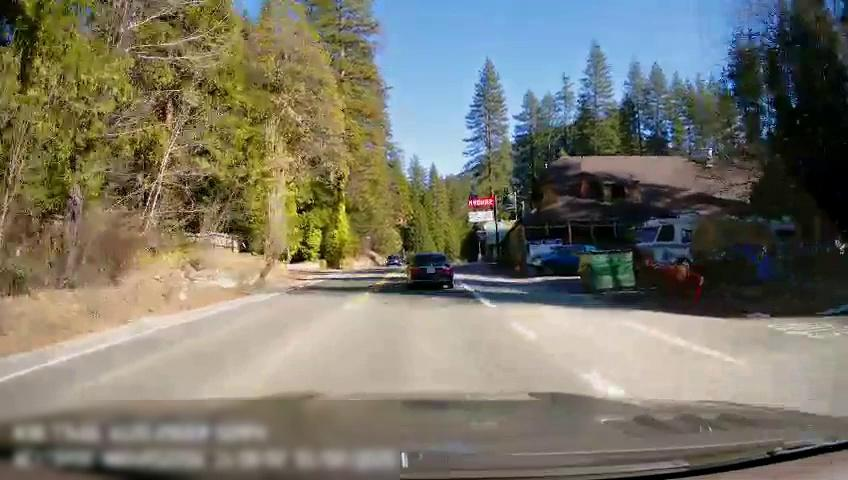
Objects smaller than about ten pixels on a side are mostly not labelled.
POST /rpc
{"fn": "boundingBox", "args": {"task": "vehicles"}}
[635,217,701,270]
[530,243,602,277]
[408,252,455,290]
[385,255,403,267]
